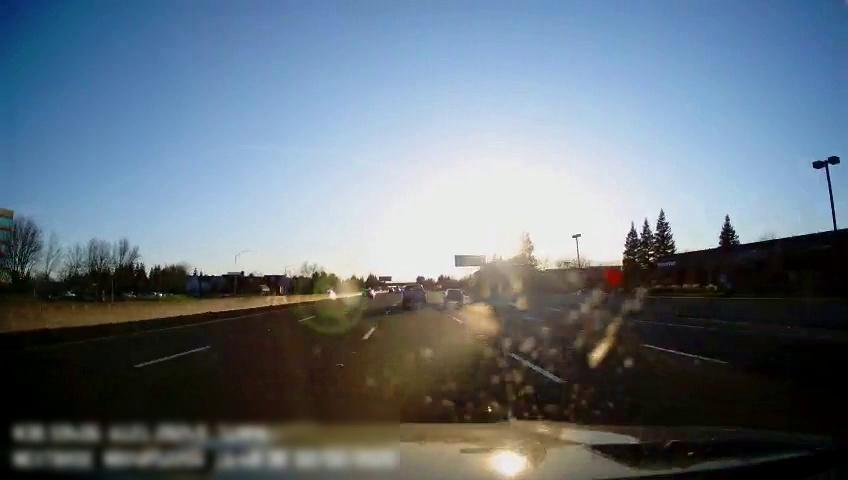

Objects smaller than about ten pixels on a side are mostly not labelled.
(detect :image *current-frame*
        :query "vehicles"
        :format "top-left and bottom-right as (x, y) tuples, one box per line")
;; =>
(403, 286), (426, 305)
(359, 288), (373, 300)
(445, 289), (464, 304)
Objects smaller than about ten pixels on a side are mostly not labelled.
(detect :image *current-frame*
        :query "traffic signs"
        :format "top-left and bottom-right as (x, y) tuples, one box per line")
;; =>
(603, 267), (625, 287)
(378, 276), (392, 281)
(455, 253), (486, 268)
